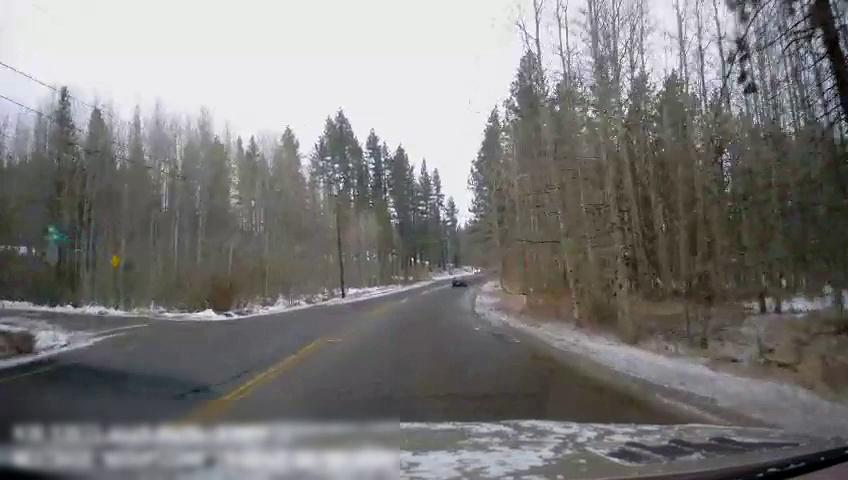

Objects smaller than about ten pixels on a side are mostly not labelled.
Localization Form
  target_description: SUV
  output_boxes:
[452,277,468,288]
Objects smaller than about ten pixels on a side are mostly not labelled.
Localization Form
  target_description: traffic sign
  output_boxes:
[48,224,80,243]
